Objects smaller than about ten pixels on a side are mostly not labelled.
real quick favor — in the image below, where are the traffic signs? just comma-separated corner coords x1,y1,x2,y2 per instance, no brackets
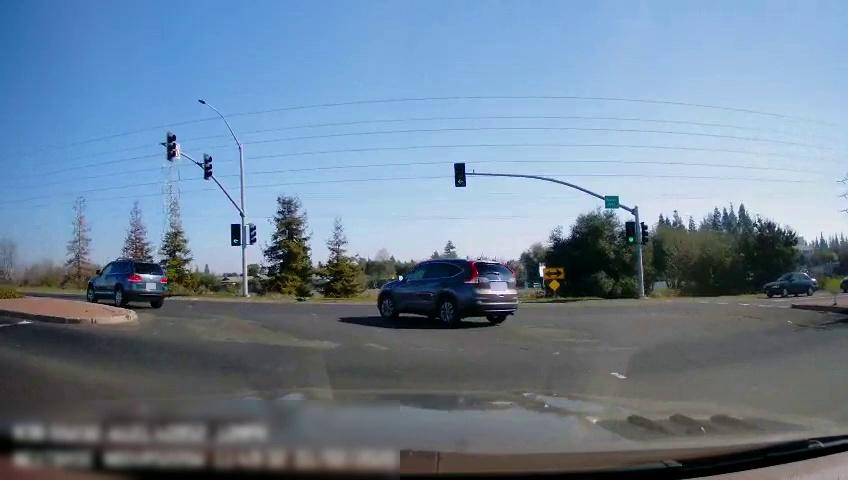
543,268,564,279
549,279,560,292
604,195,620,209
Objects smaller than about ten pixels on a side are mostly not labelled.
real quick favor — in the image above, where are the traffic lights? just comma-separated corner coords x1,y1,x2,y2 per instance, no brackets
202,152,213,180
166,131,176,160
249,222,257,243
453,163,467,187
625,221,636,244
230,223,242,246
641,221,650,244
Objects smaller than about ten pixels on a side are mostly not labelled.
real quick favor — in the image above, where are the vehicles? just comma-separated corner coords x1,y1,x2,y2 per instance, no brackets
376,258,519,328
86,260,170,310
840,276,848,293
763,272,819,298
